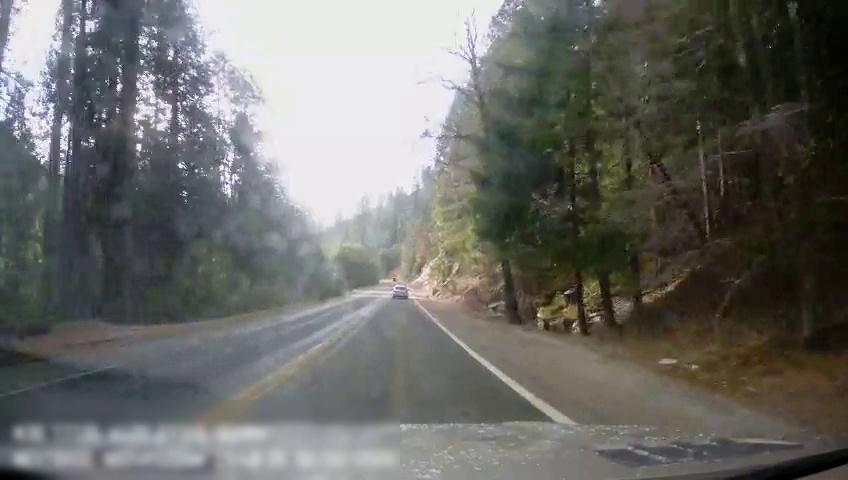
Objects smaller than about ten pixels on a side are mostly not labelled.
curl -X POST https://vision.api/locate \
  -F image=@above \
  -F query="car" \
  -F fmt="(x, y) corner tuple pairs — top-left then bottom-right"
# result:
(392, 284), (410, 300)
